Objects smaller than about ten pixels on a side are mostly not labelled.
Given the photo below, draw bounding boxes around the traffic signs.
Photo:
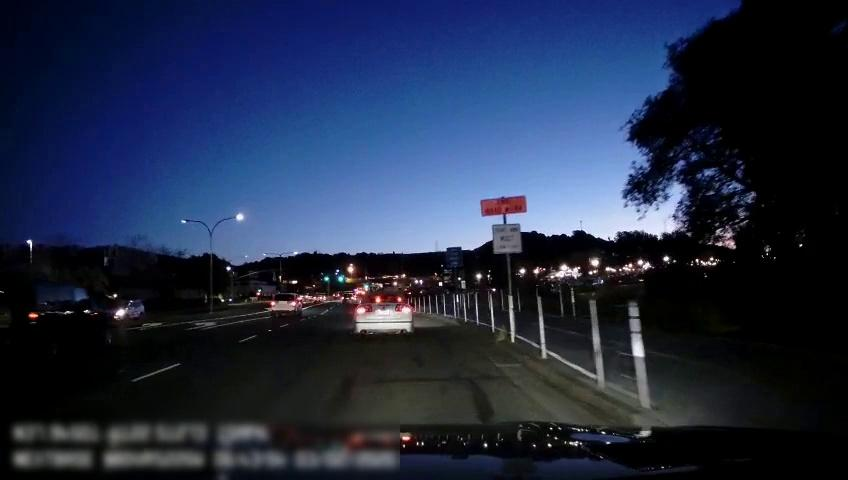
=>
[479,195,529,216]
[493,225,524,253]
[445,245,462,268]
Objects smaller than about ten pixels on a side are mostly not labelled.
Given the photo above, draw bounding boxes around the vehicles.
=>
[353,291,416,339]
[7,298,120,364]
[270,291,303,321]
[290,294,304,305]
[111,300,146,322]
